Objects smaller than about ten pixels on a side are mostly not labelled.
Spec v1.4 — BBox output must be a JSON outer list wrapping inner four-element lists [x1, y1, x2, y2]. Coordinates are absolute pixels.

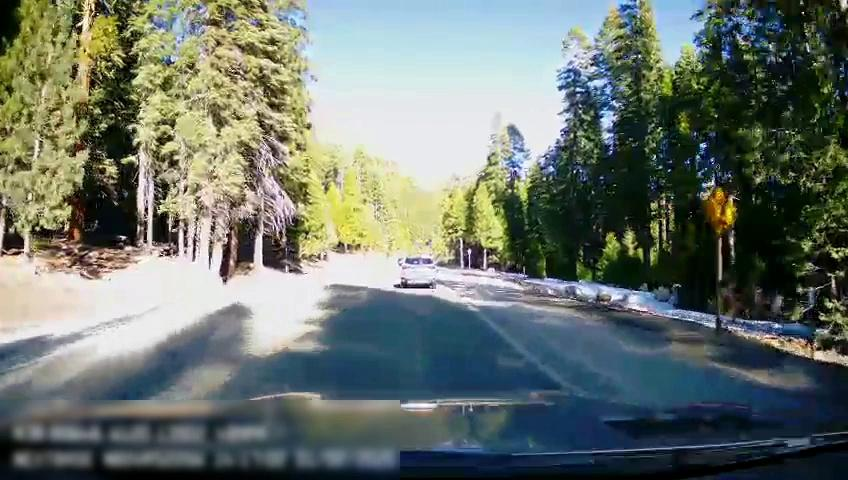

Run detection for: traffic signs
[[415, 239, 433, 249], [704, 186, 737, 235]]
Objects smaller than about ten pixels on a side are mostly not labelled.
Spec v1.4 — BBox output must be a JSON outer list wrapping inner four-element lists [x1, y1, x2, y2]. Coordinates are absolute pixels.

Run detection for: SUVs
[[399, 255, 437, 289]]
